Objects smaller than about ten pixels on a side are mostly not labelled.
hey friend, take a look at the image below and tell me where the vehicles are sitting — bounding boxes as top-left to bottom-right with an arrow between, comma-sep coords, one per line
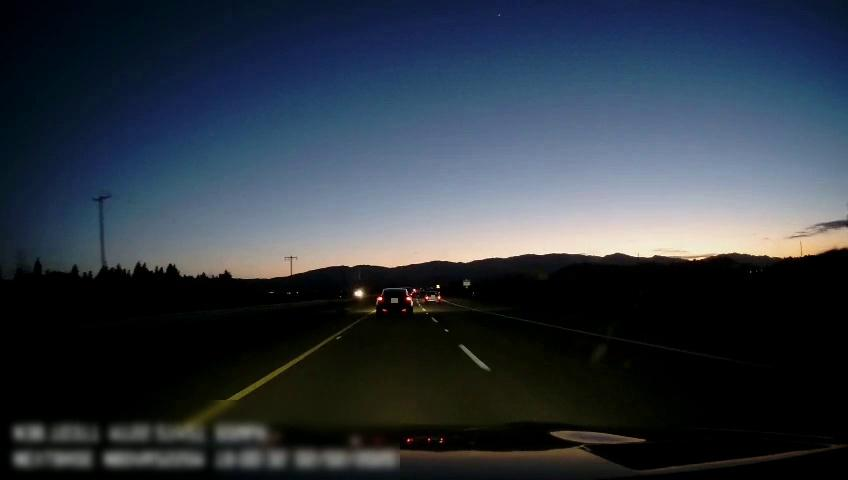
425,291 -> 440,303
375,287 -> 413,316
350,287 -> 366,298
